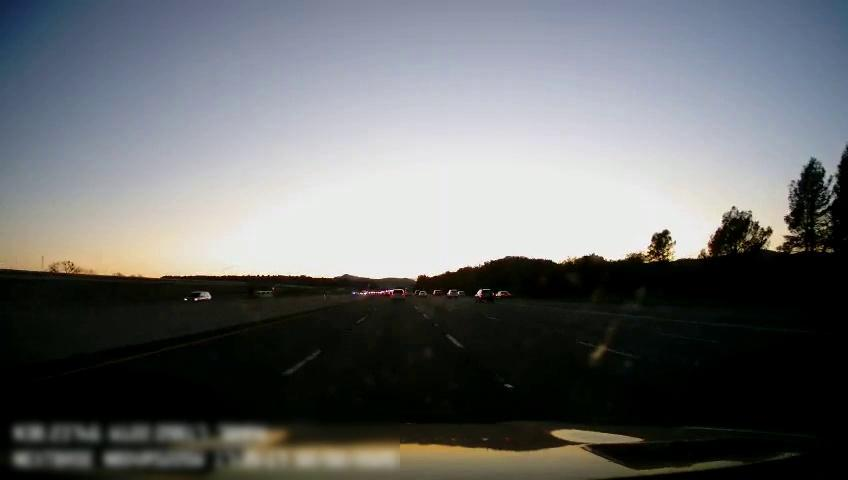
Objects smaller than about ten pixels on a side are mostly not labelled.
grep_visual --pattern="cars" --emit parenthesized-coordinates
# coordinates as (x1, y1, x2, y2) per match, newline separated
(495, 290, 512, 300)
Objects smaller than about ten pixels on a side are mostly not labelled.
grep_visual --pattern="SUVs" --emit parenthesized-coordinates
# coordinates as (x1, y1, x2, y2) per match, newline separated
(183, 291, 212, 302)
(390, 288, 406, 303)
(446, 289, 459, 298)
(474, 288, 495, 302)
